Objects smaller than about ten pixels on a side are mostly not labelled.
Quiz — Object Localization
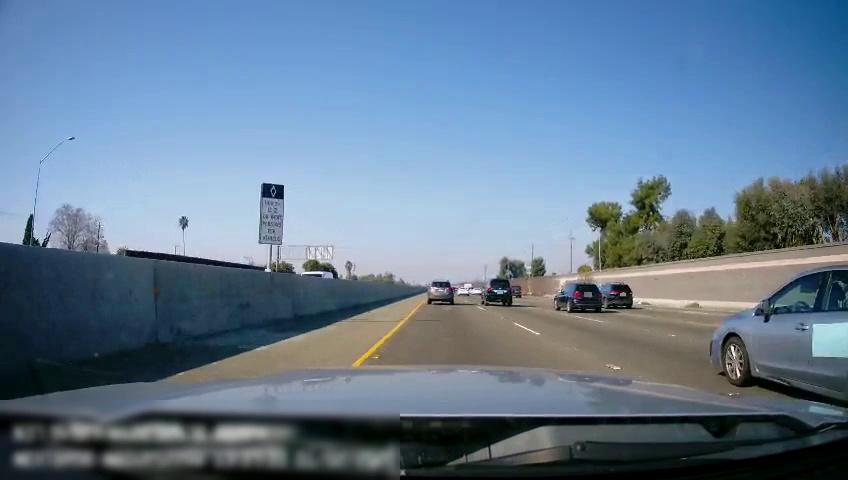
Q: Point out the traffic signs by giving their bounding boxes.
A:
[258,182,285,245]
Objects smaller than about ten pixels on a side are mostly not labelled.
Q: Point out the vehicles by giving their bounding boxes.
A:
[598,283,633,309]
[457,286,469,296]
[706,263,848,405]
[481,278,513,306]
[428,280,457,305]
[510,284,523,298]
[553,282,603,314]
